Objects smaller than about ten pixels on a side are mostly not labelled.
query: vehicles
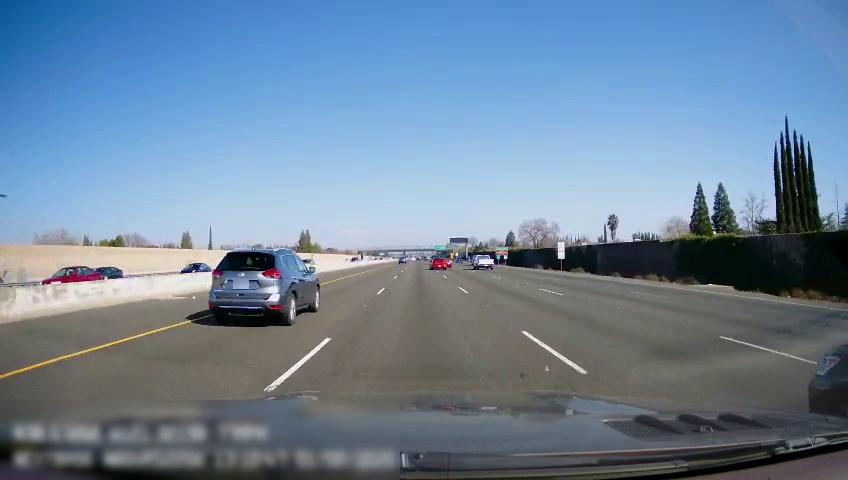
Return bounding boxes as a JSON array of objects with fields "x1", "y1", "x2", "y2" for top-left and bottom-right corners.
[
  {"x1": 429, "y1": 256, "x2": 449, "y2": 271},
  {"x1": 397, "y1": 256, "x2": 408, "y2": 265},
  {"x1": 94, "y1": 266, "x2": 125, "y2": 280},
  {"x1": 306, "y1": 260, "x2": 317, "y2": 266},
  {"x1": 179, "y1": 262, "x2": 212, "y2": 274},
  {"x1": 471, "y1": 254, "x2": 494, "y2": 271},
  {"x1": 806, "y1": 342, "x2": 848, "y2": 419},
  {"x1": 207, "y1": 248, "x2": 322, "y2": 328},
  {"x1": 40, "y1": 265, "x2": 103, "y2": 286}
]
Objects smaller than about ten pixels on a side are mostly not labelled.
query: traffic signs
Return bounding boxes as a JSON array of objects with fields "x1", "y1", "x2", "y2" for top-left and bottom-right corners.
[
  {"x1": 495, "y1": 250, "x2": 508, "y2": 256},
  {"x1": 495, "y1": 247, "x2": 508, "y2": 251}
]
